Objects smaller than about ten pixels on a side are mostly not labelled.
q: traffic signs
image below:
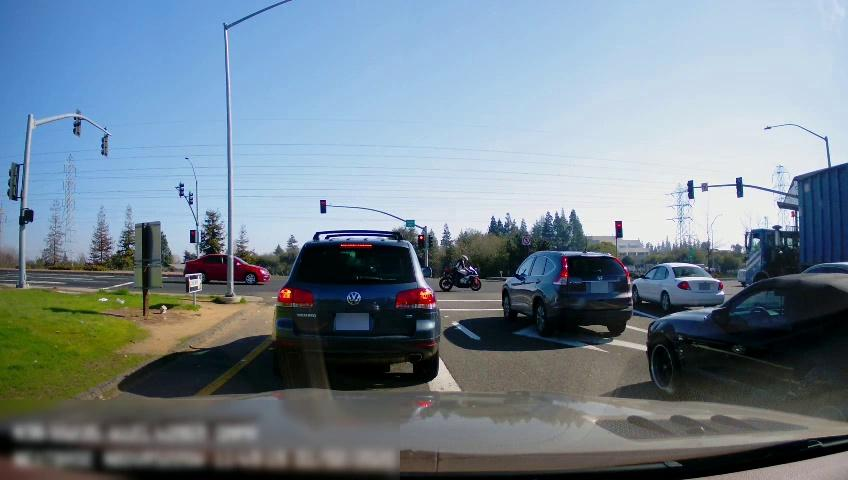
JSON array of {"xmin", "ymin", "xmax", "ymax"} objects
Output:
[{"xmin": 405, "ymin": 220, "xmax": 416, "ymax": 229}]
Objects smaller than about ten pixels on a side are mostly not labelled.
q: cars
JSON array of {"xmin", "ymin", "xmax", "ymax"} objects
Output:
[
  {"xmin": 183, "ymin": 254, "xmax": 272, "ymax": 287},
  {"xmin": 645, "ymin": 274, "xmax": 848, "ymax": 415},
  {"xmin": 797, "ymin": 262, "xmax": 848, "ymax": 276},
  {"xmin": 630, "ymin": 262, "xmax": 726, "ymax": 315}
]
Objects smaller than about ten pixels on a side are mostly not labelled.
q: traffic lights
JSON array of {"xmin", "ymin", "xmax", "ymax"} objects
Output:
[
  {"xmin": 686, "ymin": 179, "xmax": 695, "ymax": 201},
  {"xmin": 417, "ymin": 236, "xmax": 425, "ymax": 248},
  {"xmin": 5, "ymin": 164, "xmax": 18, "ymax": 202},
  {"xmin": 176, "ymin": 182, "xmax": 185, "ymax": 198},
  {"xmin": 615, "ymin": 221, "xmax": 625, "ymax": 240},
  {"xmin": 429, "ymin": 237, "xmax": 435, "ymax": 250},
  {"xmin": 22, "ymin": 209, "xmax": 33, "ymax": 223},
  {"xmin": 71, "ymin": 112, "xmax": 82, "ymax": 137},
  {"xmin": 101, "ymin": 134, "xmax": 109, "ymax": 157},
  {"xmin": 320, "ymin": 199, "xmax": 327, "ymax": 214},
  {"xmin": 188, "ymin": 192, "xmax": 195, "ymax": 206},
  {"xmin": 190, "ymin": 230, "xmax": 197, "ymax": 244}
]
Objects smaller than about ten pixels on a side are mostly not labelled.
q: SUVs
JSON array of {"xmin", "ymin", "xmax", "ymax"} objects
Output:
[
  {"xmin": 272, "ymin": 239, "xmax": 442, "ymax": 383},
  {"xmin": 501, "ymin": 250, "xmax": 634, "ymax": 339}
]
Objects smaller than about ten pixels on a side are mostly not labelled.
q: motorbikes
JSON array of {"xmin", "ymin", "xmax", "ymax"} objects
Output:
[{"xmin": 438, "ymin": 253, "xmax": 480, "ymax": 294}]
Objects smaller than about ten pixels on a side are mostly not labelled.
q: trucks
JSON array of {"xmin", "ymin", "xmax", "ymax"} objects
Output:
[{"xmin": 736, "ymin": 162, "xmax": 848, "ymax": 287}]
